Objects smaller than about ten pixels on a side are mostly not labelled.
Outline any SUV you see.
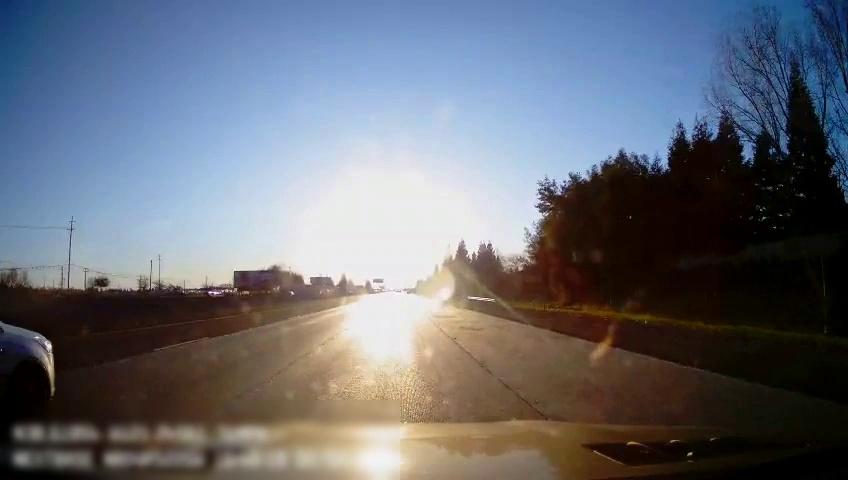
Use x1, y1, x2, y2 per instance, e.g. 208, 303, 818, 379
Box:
0, 321, 55, 424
